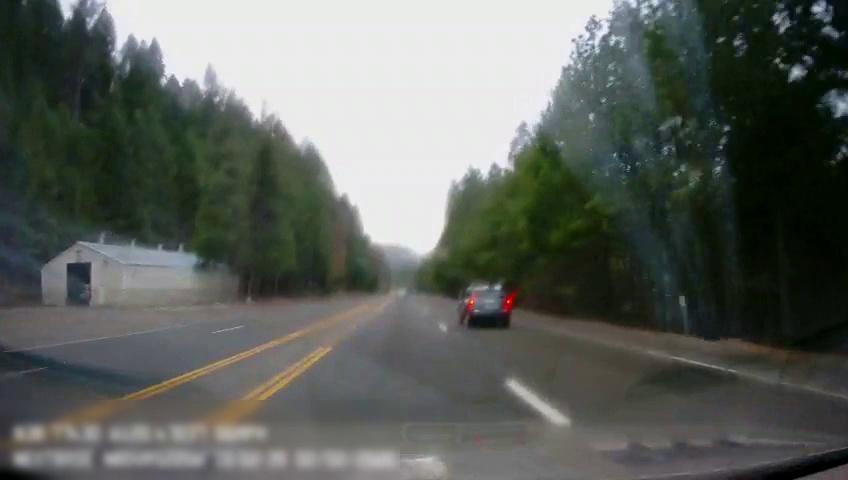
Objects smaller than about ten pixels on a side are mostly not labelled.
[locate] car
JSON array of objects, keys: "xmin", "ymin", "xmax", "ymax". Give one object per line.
[{"xmin": 459, "ymin": 284, "xmax": 513, "ymax": 329}]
